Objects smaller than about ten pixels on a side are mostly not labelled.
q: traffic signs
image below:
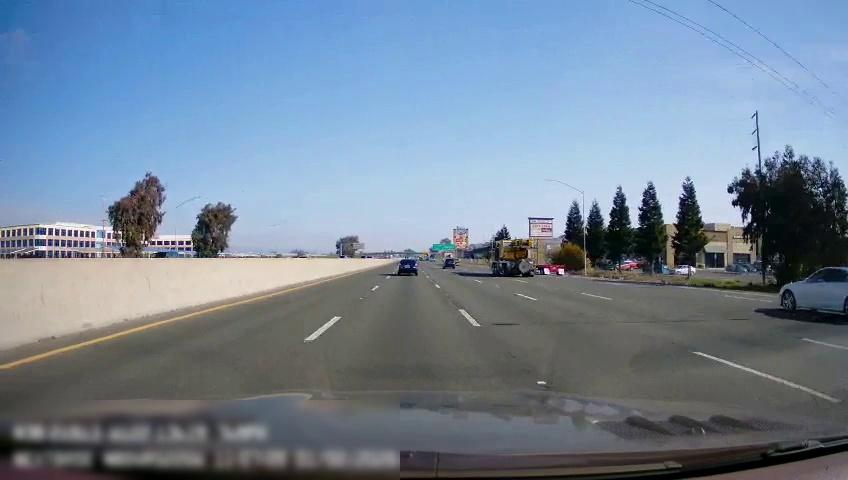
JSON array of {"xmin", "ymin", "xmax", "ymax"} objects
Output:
[
  {"xmin": 351, "ymin": 242, "xmax": 369, "ymax": 250},
  {"xmin": 431, "ymin": 243, "xmax": 456, "ymax": 252}
]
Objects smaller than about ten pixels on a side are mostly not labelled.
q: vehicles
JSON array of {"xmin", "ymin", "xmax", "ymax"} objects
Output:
[
  {"xmin": 442, "ymin": 259, "xmax": 456, "ymax": 269},
  {"xmin": 443, "ymin": 253, "xmax": 460, "ymax": 266},
  {"xmin": 533, "ymin": 263, "xmax": 567, "ymax": 277},
  {"xmin": 778, "ymin": 266, "xmax": 848, "ymax": 323},
  {"xmin": 489, "ymin": 239, "xmax": 537, "ymax": 278},
  {"xmin": 398, "ymin": 259, "xmax": 418, "ymax": 275}
]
